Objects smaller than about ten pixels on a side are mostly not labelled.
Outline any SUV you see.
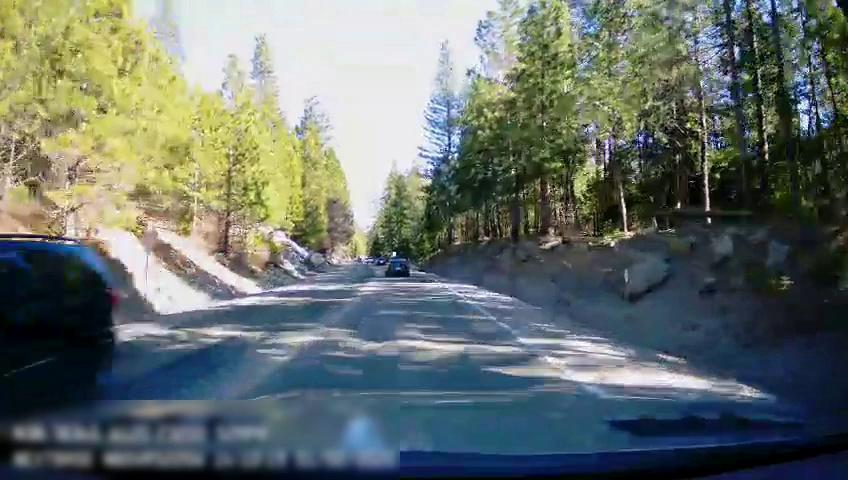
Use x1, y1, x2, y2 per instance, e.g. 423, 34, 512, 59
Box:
0, 235, 119, 385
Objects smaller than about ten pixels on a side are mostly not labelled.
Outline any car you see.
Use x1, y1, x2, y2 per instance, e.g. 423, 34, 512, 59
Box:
384, 256, 411, 278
